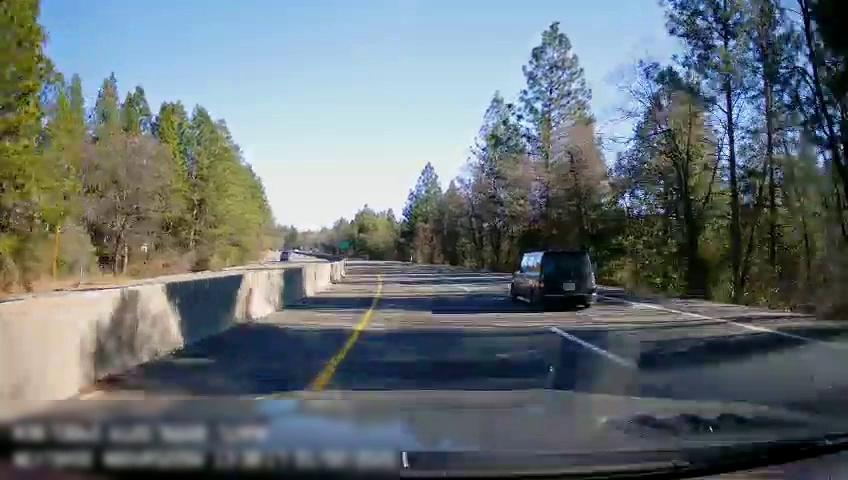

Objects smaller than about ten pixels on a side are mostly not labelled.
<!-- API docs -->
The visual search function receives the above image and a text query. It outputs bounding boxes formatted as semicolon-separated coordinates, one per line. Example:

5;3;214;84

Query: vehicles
509;249;597;312
277;249;293;262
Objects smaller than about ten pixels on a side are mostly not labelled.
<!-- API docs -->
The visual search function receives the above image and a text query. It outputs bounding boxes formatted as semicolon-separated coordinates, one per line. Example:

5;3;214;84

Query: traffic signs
337;240;352;248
